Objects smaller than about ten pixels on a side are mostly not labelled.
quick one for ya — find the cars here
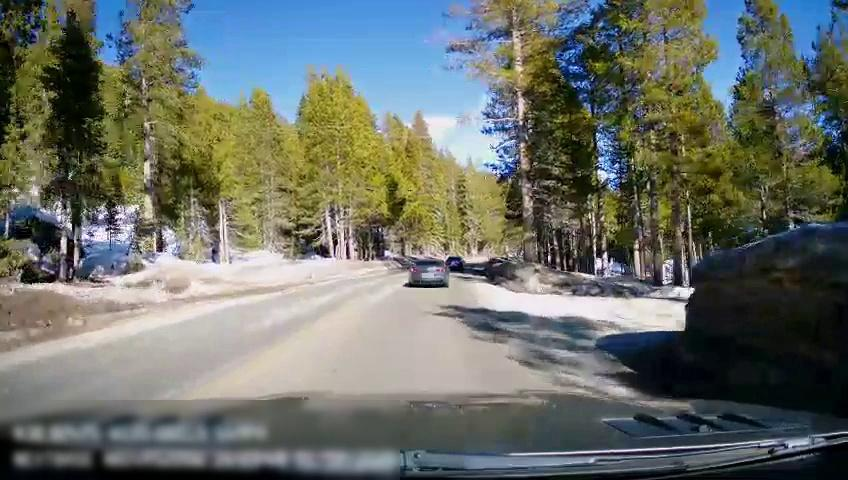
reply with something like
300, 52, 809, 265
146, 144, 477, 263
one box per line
444, 255, 466, 272
408, 259, 450, 288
